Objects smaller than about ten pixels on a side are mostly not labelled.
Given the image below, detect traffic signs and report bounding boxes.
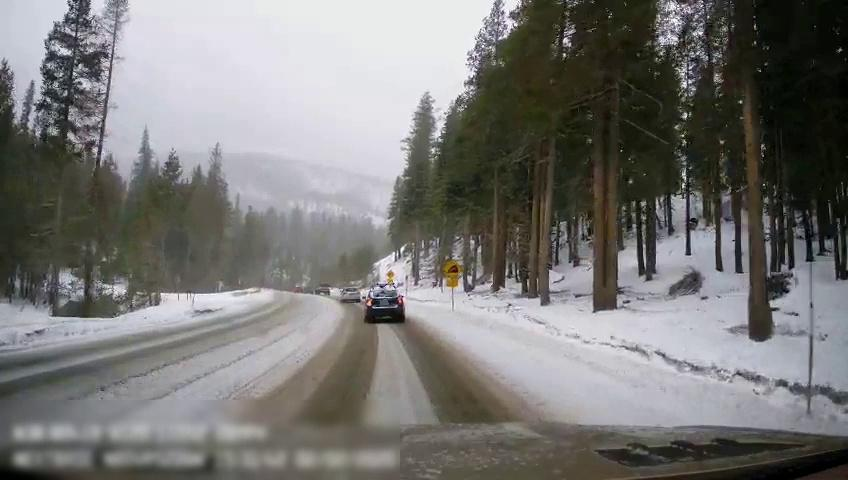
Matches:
[446,277,459,288]
[443,259,461,278]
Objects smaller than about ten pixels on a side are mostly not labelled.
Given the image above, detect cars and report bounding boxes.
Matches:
[339,287,361,303]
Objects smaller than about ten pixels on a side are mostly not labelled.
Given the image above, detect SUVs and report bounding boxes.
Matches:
[315,284,331,296]
[362,281,406,323]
